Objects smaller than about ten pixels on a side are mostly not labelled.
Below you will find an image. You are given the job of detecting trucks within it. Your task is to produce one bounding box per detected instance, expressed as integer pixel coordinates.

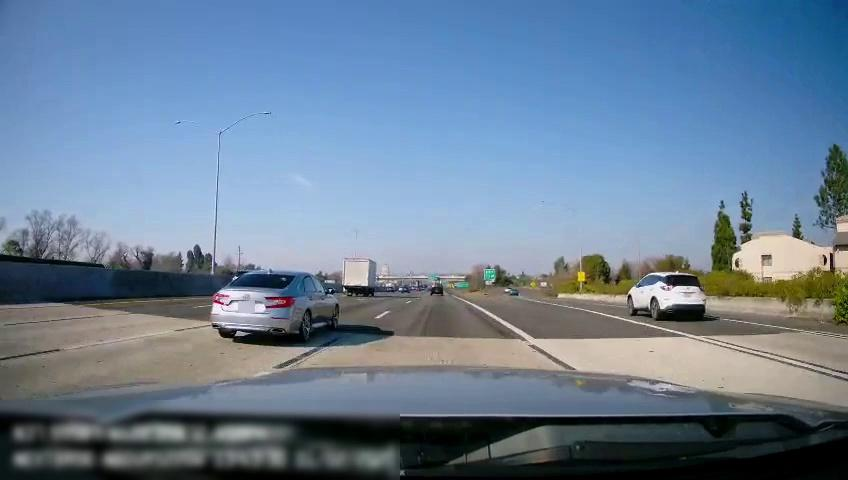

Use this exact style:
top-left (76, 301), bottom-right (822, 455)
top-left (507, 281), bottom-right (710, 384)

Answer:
top-left (430, 283), bottom-right (445, 296)
top-left (341, 257), bottom-right (377, 298)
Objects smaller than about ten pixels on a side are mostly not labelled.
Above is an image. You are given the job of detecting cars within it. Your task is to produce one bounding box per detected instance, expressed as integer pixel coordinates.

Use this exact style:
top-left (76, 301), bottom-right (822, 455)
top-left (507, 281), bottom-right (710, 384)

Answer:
top-left (210, 269), bottom-right (340, 344)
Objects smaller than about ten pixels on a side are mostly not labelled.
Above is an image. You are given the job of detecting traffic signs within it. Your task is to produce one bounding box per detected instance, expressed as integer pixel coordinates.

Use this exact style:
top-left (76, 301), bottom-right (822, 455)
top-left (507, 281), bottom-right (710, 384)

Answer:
top-left (484, 268), bottom-right (496, 280)
top-left (577, 271), bottom-right (585, 282)
top-left (428, 274), bottom-right (439, 281)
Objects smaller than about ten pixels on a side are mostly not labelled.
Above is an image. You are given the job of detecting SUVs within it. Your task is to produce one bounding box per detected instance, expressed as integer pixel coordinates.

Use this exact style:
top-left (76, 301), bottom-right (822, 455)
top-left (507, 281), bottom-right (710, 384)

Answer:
top-left (626, 272), bottom-right (707, 322)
